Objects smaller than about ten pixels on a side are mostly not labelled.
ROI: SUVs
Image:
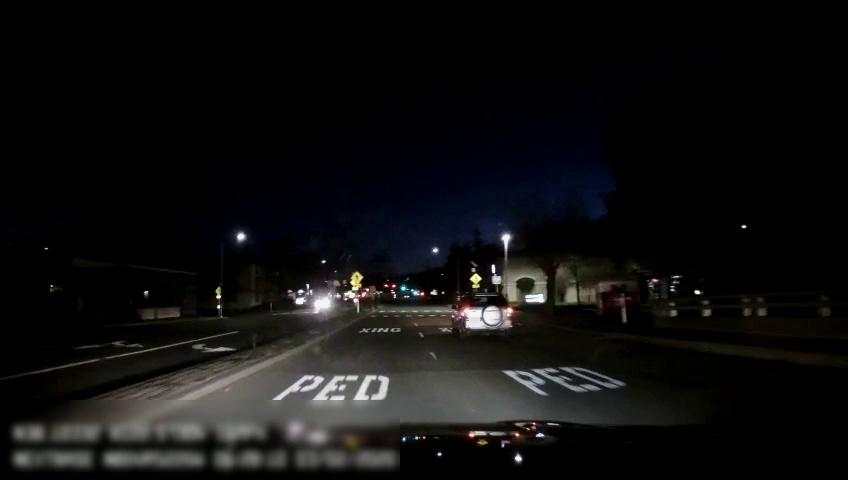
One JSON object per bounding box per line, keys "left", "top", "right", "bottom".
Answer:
{"left": 450, "top": 291, "right": 514, "bottom": 342}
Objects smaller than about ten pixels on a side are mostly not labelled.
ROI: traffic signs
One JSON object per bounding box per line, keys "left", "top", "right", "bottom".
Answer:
{"left": 491, "top": 275, "right": 502, "bottom": 285}
{"left": 351, "top": 270, "right": 364, "bottom": 284}
{"left": 470, "top": 273, "right": 483, "bottom": 284}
